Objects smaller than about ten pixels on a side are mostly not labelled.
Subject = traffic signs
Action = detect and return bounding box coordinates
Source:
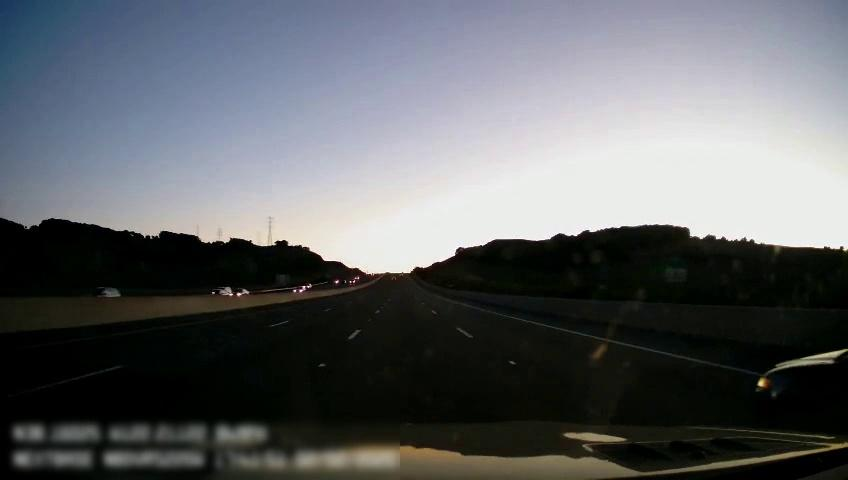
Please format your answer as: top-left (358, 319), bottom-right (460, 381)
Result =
top-left (662, 267), bottom-right (687, 283)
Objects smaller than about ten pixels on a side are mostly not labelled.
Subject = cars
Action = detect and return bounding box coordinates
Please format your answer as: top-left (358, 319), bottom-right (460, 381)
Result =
top-left (228, 288), bottom-right (250, 297)
top-left (85, 285), bottom-right (119, 300)
top-left (752, 348), bottom-right (848, 432)
top-left (210, 286), bottom-right (233, 295)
